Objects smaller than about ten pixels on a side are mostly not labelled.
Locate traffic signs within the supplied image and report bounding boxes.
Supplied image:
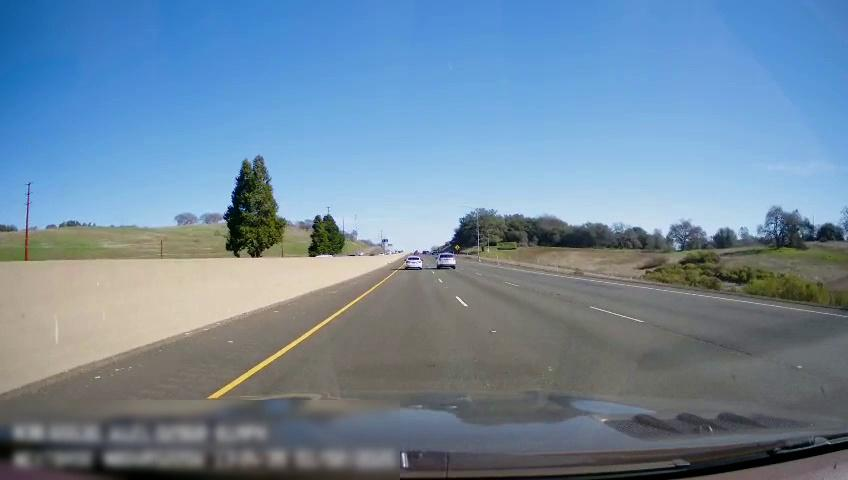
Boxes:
[381,238,389,252]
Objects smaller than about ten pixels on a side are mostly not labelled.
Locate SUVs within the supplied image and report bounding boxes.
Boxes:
[435,253,457,269]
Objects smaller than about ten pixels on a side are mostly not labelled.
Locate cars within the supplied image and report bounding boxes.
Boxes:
[404,256,422,270]
[314,254,334,258]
